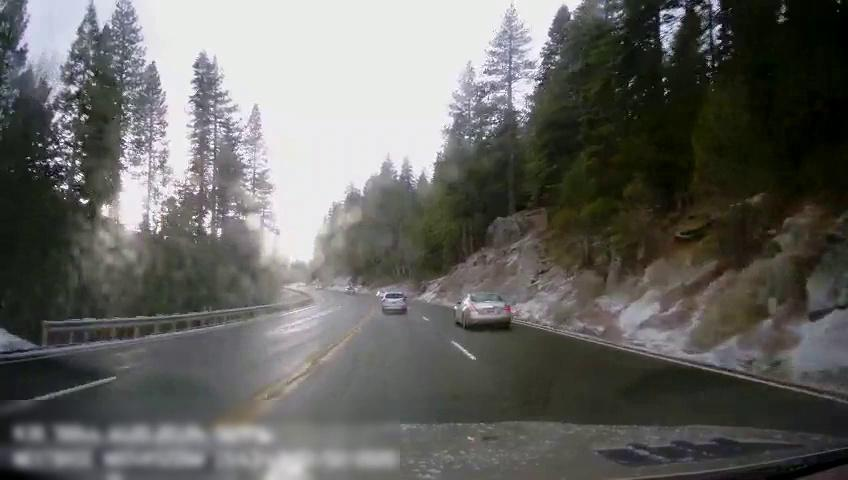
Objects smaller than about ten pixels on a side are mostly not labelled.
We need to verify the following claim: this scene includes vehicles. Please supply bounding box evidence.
[381,291,407,314]
[454,292,512,331]
[343,282,358,294]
